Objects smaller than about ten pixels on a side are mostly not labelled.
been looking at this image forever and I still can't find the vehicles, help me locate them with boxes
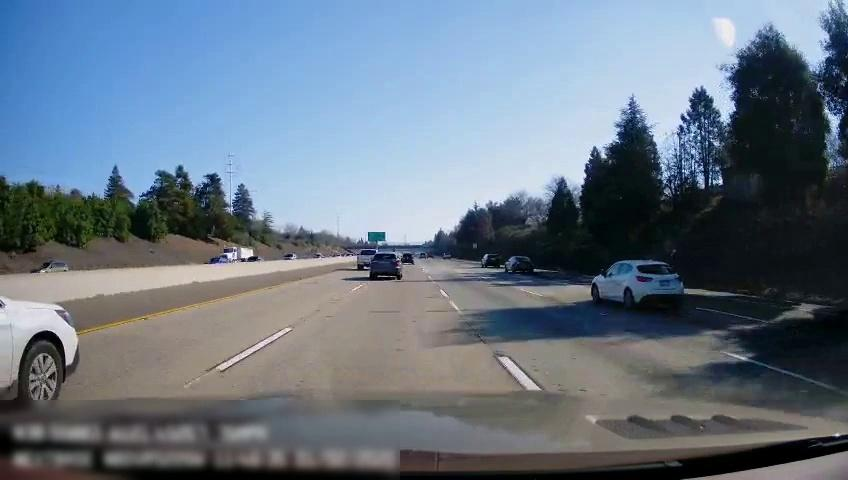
[401,253,416,266]
[206,256,228,264]
[30,262,65,274]
[356,248,381,271]
[590,260,684,313]
[282,253,298,261]
[246,256,265,263]
[221,246,253,263]
[503,256,535,275]
[0,295,82,414]
[481,254,500,268]
[368,252,403,281]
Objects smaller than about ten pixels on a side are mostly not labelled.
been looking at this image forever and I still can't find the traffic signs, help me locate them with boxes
[367,232,388,243]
